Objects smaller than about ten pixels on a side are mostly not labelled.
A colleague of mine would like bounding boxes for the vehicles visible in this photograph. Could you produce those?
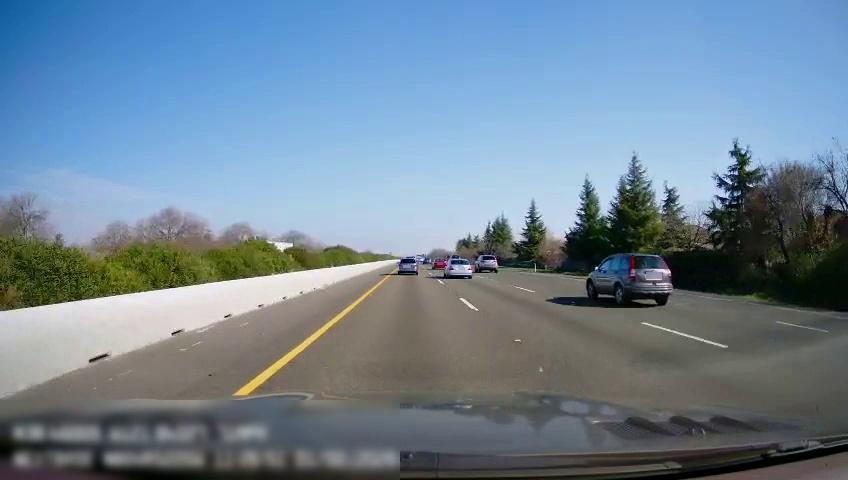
[585,252,673,308]
[422,258,431,265]
[443,258,473,280]
[474,253,500,273]
[431,257,445,269]
[396,256,420,276]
